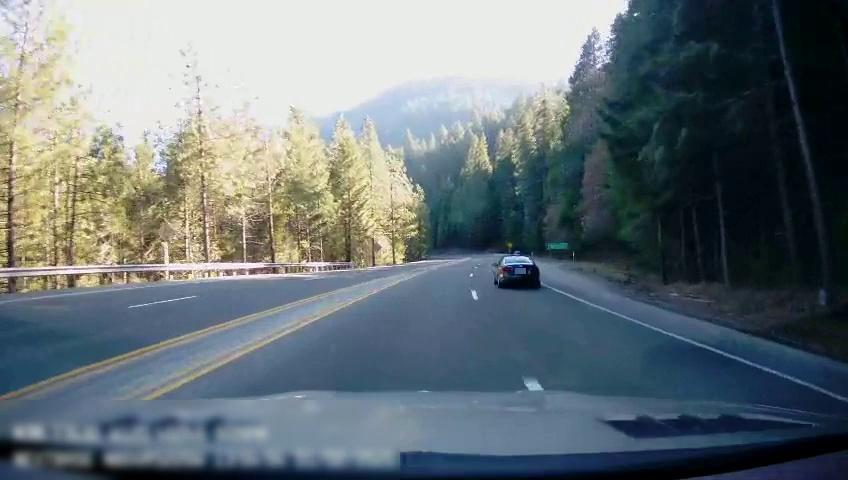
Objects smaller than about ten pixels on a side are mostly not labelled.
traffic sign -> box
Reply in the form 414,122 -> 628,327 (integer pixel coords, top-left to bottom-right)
544,240 -> 571,250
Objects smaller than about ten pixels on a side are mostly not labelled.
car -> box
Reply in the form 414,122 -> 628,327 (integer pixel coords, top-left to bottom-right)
493,256 -> 539,289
